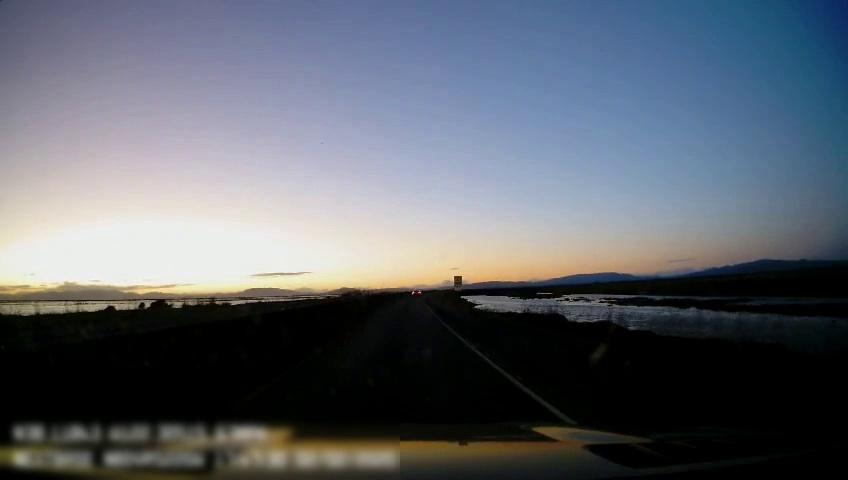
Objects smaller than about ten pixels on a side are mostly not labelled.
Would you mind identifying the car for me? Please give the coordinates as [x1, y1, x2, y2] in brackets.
[411, 289, 422, 297]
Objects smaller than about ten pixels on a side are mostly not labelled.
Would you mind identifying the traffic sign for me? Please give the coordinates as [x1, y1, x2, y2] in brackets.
[453, 275, 463, 287]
